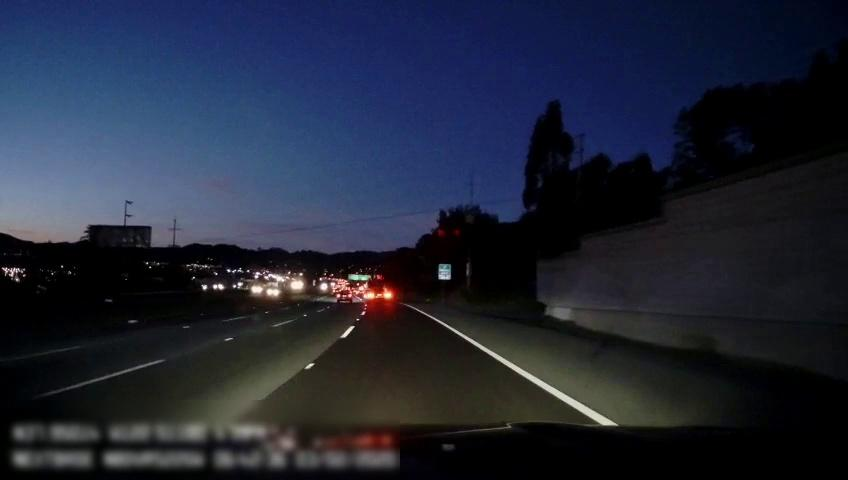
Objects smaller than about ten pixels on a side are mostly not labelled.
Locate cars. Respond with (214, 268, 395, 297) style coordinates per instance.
(336, 289, 353, 304)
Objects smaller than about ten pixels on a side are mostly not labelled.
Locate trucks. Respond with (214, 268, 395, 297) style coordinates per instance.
(365, 275, 394, 308)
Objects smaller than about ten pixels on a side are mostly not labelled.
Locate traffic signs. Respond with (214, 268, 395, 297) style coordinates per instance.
(438, 263, 451, 281)
(349, 272, 372, 280)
